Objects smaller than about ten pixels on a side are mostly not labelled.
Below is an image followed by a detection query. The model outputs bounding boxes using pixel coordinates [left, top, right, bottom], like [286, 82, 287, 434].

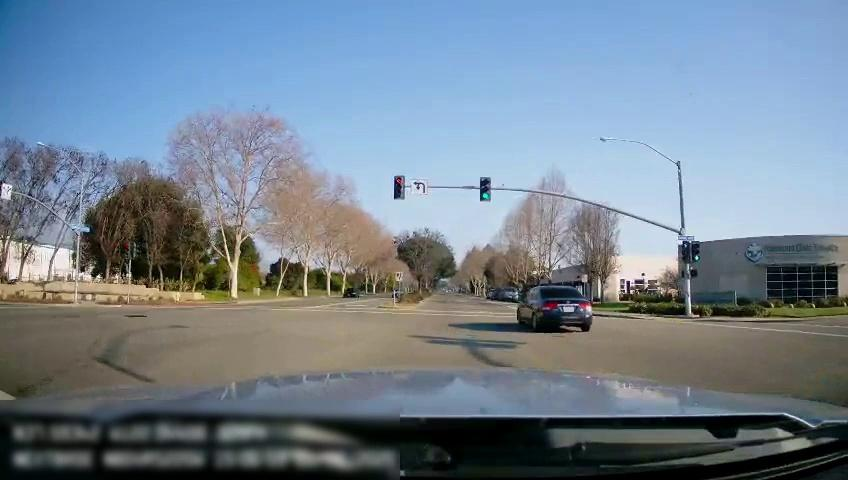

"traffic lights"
[393, 175, 406, 200]
[681, 240, 691, 264]
[690, 240, 704, 265]
[479, 176, 493, 202]
[689, 268, 698, 279]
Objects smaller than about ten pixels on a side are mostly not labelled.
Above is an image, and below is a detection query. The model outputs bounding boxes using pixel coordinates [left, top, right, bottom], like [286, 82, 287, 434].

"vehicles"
[500, 287, 520, 304]
[489, 287, 506, 302]
[516, 285, 593, 333]
[343, 285, 361, 298]
[392, 287, 406, 299]
[485, 288, 496, 300]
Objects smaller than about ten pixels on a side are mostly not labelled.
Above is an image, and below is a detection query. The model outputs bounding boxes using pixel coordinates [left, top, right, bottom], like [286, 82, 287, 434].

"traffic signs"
[394, 271, 404, 282]
[411, 180, 432, 193]
[71, 225, 90, 233]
